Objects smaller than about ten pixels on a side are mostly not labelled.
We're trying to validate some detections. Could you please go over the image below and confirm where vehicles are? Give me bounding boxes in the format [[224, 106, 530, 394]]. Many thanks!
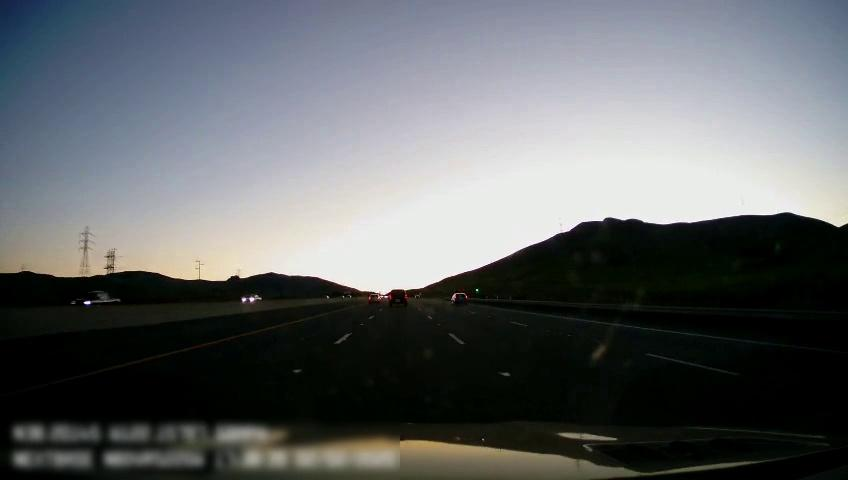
[[70, 291, 121, 306], [240, 294, 262, 303], [451, 293, 468, 305], [389, 290, 408, 307], [368, 293, 381, 303]]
